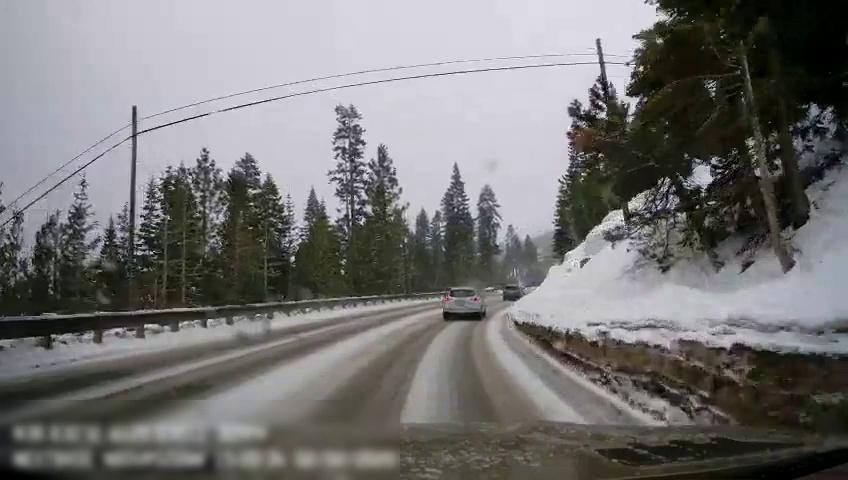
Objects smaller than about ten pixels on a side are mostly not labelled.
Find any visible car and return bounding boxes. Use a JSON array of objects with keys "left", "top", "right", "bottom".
[{"left": 502, "top": 284, "right": 526, "bottom": 302}]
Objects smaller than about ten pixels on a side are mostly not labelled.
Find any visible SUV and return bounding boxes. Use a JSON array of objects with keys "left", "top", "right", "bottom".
[{"left": 442, "top": 286, "right": 488, "bottom": 321}]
